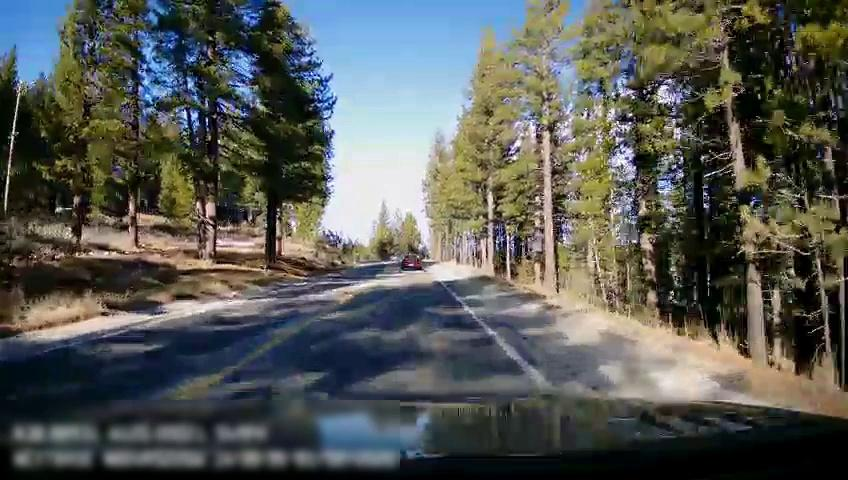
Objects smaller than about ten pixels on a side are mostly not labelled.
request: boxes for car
[403,253,422,270]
